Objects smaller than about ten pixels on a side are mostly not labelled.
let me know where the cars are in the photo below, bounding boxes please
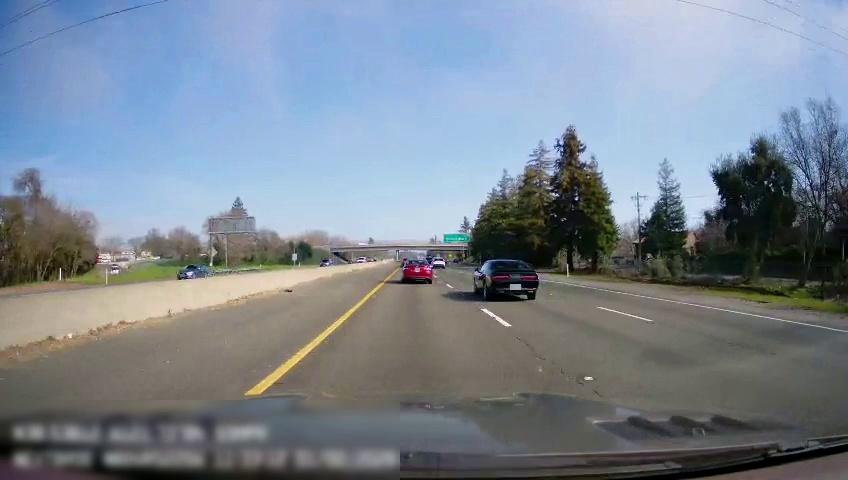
[401,258,434,284]
[471,258,541,303]
[432,257,446,269]
[176,264,212,280]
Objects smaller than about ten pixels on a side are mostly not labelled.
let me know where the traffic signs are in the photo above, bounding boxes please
[443,233,469,245]
[208,216,256,235]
